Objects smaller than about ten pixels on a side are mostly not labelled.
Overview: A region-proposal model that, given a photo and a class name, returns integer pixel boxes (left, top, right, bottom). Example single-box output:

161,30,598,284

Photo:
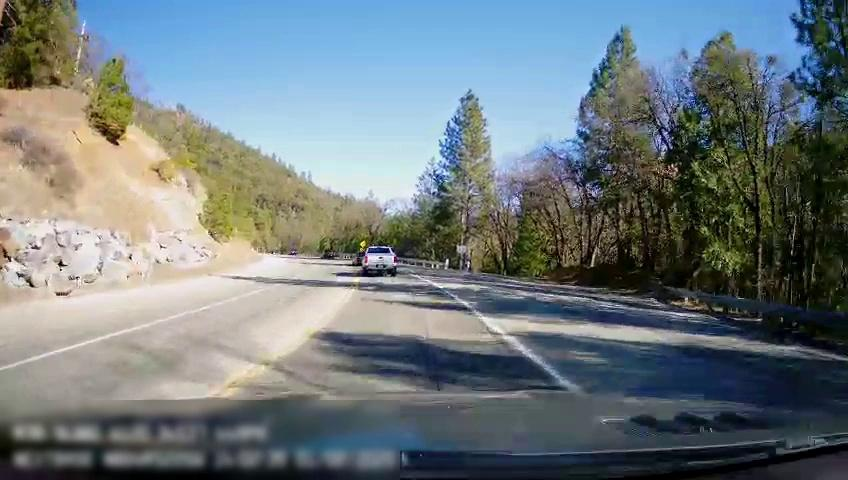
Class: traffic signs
456,244,467,254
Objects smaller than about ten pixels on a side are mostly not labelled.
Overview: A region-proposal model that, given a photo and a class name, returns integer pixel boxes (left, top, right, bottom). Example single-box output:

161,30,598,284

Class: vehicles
352,252,363,265
360,246,397,278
